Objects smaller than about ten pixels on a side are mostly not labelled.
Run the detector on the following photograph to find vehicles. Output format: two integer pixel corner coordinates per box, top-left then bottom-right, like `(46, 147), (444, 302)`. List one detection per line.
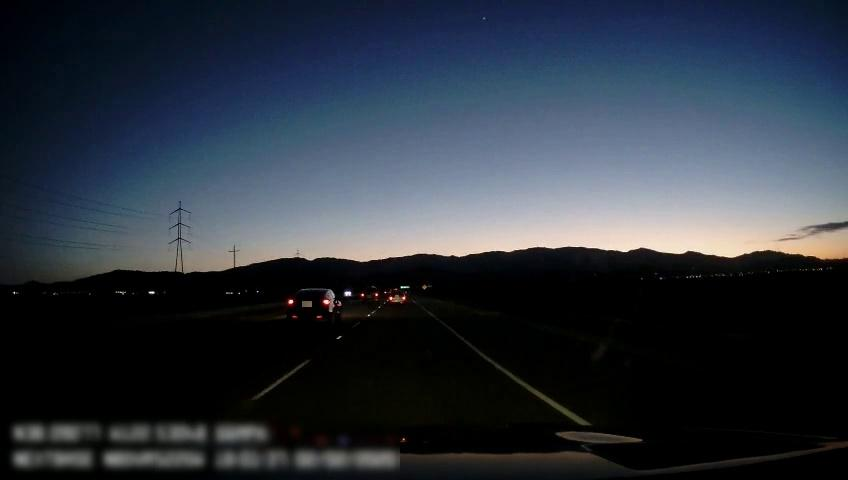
(285, 288), (342, 330)
(387, 289), (406, 304)
(360, 287), (381, 302)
